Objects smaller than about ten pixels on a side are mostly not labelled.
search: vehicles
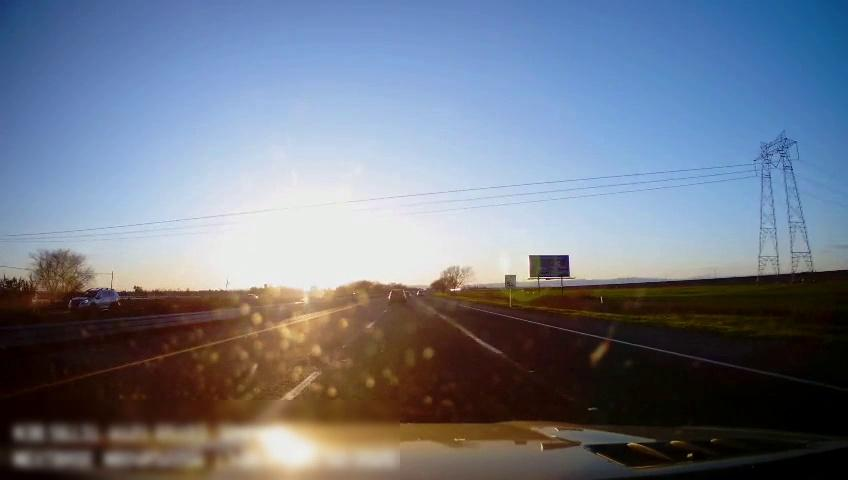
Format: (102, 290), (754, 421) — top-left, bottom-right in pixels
(66, 287), (121, 314)
(245, 293), (258, 301)
(389, 289), (406, 304)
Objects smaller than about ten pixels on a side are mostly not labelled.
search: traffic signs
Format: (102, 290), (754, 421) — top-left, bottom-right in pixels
(505, 274), (516, 288)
